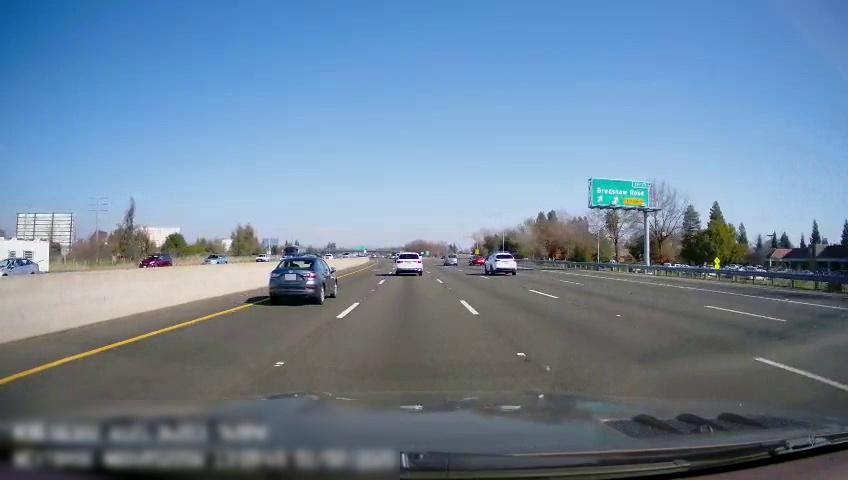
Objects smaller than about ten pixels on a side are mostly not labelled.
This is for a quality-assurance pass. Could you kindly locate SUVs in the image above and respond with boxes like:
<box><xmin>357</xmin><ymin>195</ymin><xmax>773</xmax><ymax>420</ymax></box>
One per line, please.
<box><xmin>484</xmin><ymin>252</ymin><xmax>517</xmax><ymax>276</ymax></box>
<box><xmin>395</xmin><ymin>252</ymin><xmax>423</xmax><ymax>277</ymax></box>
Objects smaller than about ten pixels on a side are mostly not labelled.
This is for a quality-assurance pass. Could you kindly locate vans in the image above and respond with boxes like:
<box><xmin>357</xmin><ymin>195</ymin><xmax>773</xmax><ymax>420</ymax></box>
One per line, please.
<box><xmin>443</xmin><ymin>253</ymin><xmax>460</xmax><ymax>267</ymax></box>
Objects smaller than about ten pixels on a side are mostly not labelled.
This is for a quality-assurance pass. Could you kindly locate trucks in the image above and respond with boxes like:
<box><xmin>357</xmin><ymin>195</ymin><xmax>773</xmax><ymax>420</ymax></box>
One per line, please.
<box><xmin>0</xmin><ymin>238</ymin><xmax>49</xmax><ymax>273</ymax></box>
<box><xmin>283</xmin><ymin>245</ymin><xmax>307</xmax><ymax>257</ymax></box>
<box><xmin>256</xmin><ymin>254</ymin><xmax>271</xmax><ymax>263</ymax></box>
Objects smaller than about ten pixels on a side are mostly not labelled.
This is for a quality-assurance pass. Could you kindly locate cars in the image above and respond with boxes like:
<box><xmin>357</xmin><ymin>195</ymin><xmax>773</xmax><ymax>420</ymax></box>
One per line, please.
<box><xmin>0</xmin><ymin>258</ymin><xmax>40</xmax><ymax>277</ymax></box>
<box><xmin>204</xmin><ymin>254</ymin><xmax>225</xmax><ymax>266</ymax></box>
<box><xmin>138</xmin><ymin>254</ymin><xmax>174</xmax><ymax>269</ymax></box>
<box><xmin>268</xmin><ymin>256</ymin><xmax>339</xmax><ymax>307</ymax></box>
<box><xmin>467</xmin><ymin>255</ymin><xmax>485</xmax><ymax>266</ymax></box>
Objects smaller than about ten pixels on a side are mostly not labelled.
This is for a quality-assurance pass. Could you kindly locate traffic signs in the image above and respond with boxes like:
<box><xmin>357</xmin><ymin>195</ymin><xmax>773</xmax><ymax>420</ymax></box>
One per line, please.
<box><xmin>355</xmin><ymin>244</ymin><xmax>367</xmax><ymax>251</ymax></box>
<box><xmin>589</xmin><ymin>178</ymin><xmax>649</xmax><ymax>209</ymax></box>
<box><xmin>712</xmin><ymin>256</ymin><xmax>722</xmax><ymax>269</ymax></box>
